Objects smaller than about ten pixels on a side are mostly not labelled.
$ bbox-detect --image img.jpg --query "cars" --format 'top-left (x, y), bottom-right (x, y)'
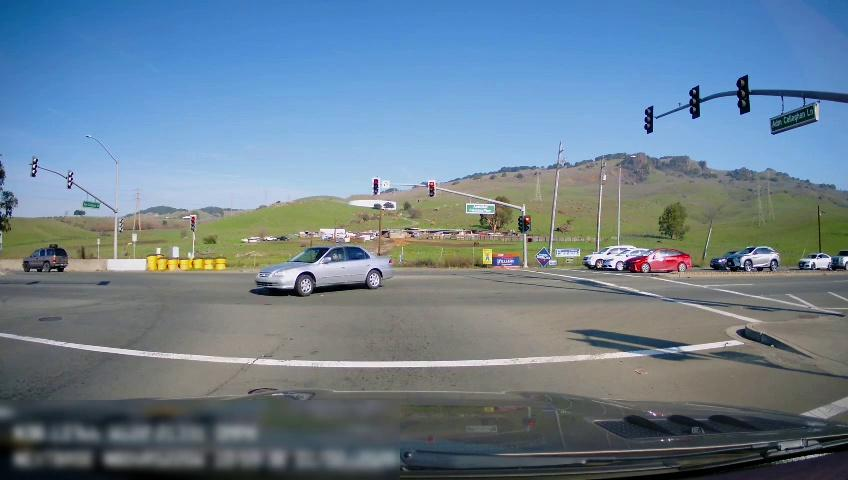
top-left (798, 253), bottom-right (835, 271)
top-left (254, 243), bottom-right (394, 297)
top-left (709, 251), bottom-right (739, 270)
top-left (601, 247), bottom-right (651, 272)
top-left (622, 247), bottom-right (692, 274)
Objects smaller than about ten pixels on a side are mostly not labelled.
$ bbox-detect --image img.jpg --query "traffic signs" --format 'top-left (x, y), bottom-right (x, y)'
top-left (768, 100), bottom-right (821, 135)
top-left (82, 199), bottom-right (101, 209)
top-left (464, 201), bottom-right (497, 216)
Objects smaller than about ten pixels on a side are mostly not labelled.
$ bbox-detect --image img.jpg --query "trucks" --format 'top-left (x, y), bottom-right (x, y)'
top-left (830, 250), bottom-right (848, 272)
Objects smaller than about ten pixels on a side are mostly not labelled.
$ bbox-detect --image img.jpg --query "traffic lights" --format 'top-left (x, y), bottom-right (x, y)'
top-left (735, 74), bottom-right (751, 115)
top-left (117, 215), bottom-right (125, 233)
top-left (66, 169), bottom-right (75, 190)
top-left (30, 156), bottom-right (40, 178)
top-left (523, 214), bottom-right (532, 232)
top-left (371, 177), bottom-right (381, 196)
top-left (643, 104), bottom-right (655, 135)
top-left (426, 178), bottom-right (437, 197)
top-left (687, 84), bottom-right (702, 120)
top-left (189, 214), bottom-right (198, 232)
top-left (516, 215), bottom-right (525, 232)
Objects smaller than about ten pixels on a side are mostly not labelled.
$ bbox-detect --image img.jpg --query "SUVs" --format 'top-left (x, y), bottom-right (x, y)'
top-left (22, 242), bottom-right (70, 273)
top-left (582, 245), bottom-right (637, 271)
top-left (726, 246), bottom-right (780, 273)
